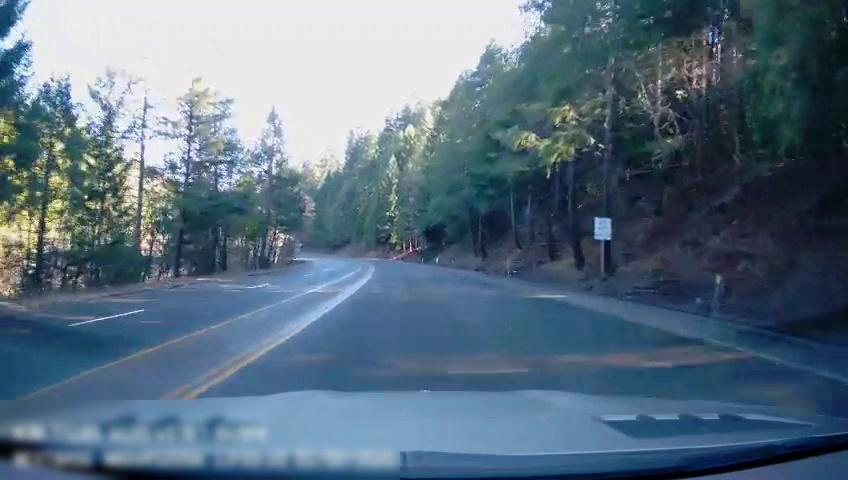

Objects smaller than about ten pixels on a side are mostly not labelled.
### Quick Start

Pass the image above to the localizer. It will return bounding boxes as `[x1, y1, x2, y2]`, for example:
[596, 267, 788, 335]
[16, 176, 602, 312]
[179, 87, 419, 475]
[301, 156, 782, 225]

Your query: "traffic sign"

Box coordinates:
[593, 216, 612, 241]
